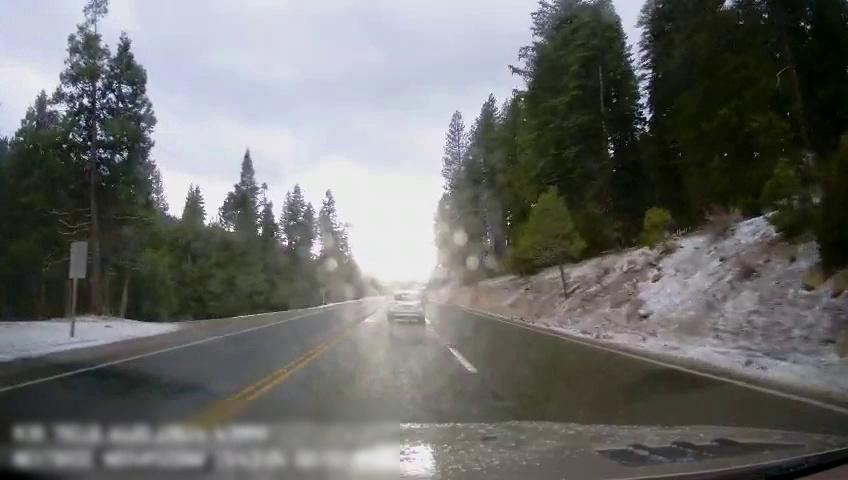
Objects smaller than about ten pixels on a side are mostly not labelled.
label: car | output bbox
[387,289,426,324]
